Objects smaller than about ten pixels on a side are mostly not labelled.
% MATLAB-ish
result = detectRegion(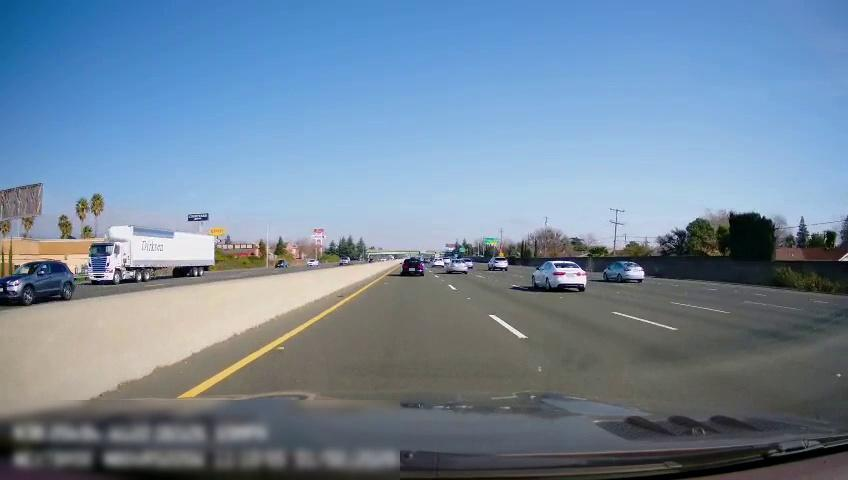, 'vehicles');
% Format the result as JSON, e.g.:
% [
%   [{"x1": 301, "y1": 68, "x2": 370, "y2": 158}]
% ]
[
  {"x1": 399, "y1": 257, "x2": 425, "y2": 276},
  {"x1": 531, "y1": 260, "x2": 587, "y2": 292},
  {"x1": 487, "y1": 256, "x2": 509, "y2": 271},
  {"x1": 339, "y1": 256, "x2": 351, "y2": 266},
  {"x1": 463, "y1": 258, "x2": 473, "y2": 271},
  {"x1": 0, "y1": 261, "x2": 76, "y2": 307},
  {"x1": 603, "y1": 261, "x2": 646, "y2": 283},
  {"x1": 305, "y1": 258, "x2": 319, "y2": 268},
  {"x1": 87, "y1": 225, "x2": 216, "y2": 285},
  {"x1": 445, "y1": 258, "x2": 468, "y2": 275},
  {"x1": 431, "y1": 257, "x2": 445, "y2": 268},
  {"x1": 275, "y1": 259, "x2": 289, "y2": 269}
]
